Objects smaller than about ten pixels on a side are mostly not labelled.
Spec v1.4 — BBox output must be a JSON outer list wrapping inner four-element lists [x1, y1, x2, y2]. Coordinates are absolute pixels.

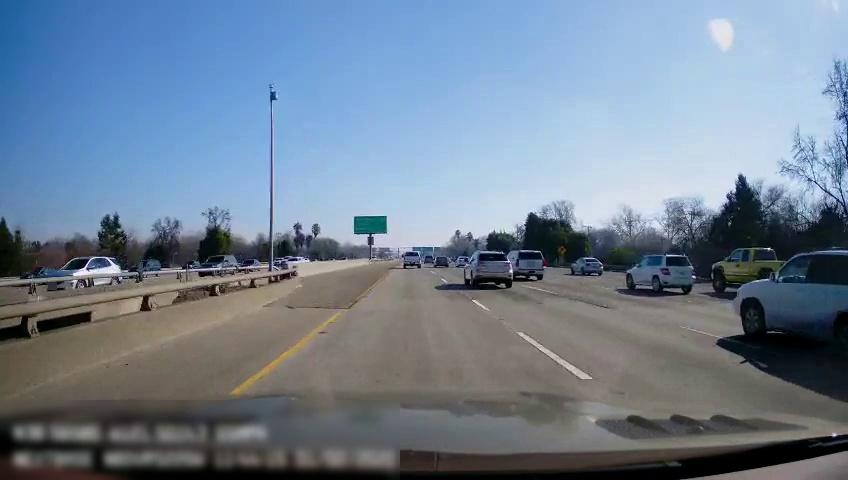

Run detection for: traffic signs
[[422, 246, 434, 254], [557, 245, 567, 256], [378, 247, 391, 253], [353, 215, 388, 235]]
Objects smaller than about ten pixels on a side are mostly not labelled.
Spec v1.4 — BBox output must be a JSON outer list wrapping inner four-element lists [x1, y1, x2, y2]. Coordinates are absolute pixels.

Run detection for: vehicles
[[281, 256, 310, 268], [272, 257, 288, 266], [182, 259, 202, 273], [19, 266, 57, 286], [423, 255, 434, 265], [463, 250, 514, 290], [570, 256, 605, 277], [432, 256, 450, 269], [237, 258, 261, 273], [505, 249, 545, 281], [47, 255, 123, 291], [401, 251, 422, 269], [624, 254, 697, 295], [127, 258, 162, 279], [731, 246, 848, 352], [454, 256, 470, 267], [711, 247, 793, 296], [197, 254, 240, 278]]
